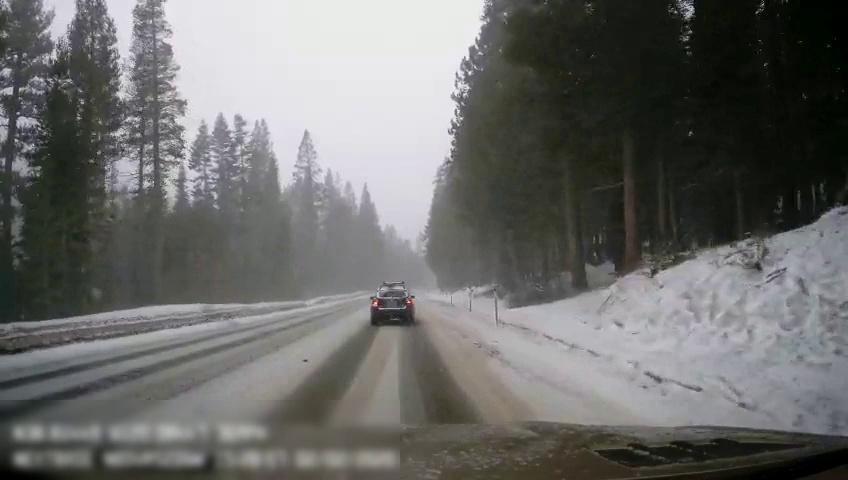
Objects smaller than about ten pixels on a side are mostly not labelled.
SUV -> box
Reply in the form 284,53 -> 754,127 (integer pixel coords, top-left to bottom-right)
369,280 -> 416,328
